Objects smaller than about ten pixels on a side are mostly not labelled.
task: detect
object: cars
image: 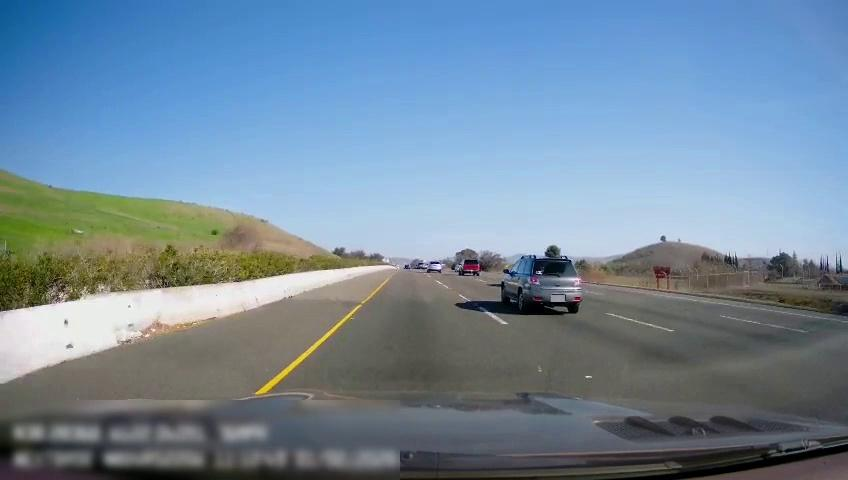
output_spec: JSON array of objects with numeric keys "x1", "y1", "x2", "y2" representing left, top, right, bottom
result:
[{"x1": 427, "y1": 261, "x2": 442, "y2": 273}]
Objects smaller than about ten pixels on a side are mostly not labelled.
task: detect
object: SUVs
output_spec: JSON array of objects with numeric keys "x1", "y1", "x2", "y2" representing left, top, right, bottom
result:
[
  {"x1": 458, "y1": 259, "x2": 482, "y2": 276},
  {"x1": 502, "y1": 259, "x2": 583, "y2": 313}
]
